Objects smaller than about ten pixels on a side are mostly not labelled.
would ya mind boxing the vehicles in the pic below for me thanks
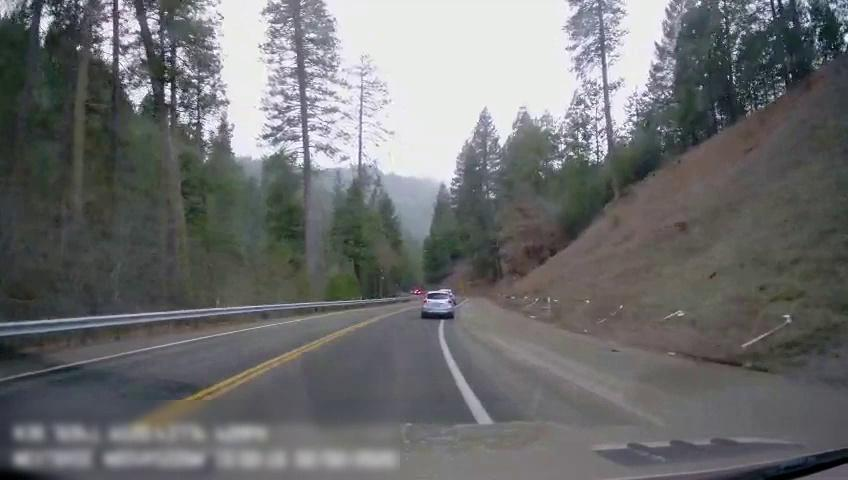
[422,291,454,319]
[438,289,456,305]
